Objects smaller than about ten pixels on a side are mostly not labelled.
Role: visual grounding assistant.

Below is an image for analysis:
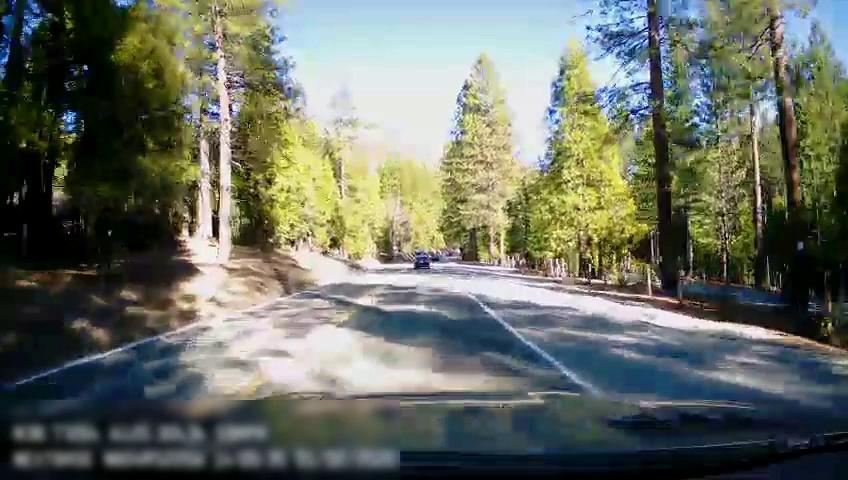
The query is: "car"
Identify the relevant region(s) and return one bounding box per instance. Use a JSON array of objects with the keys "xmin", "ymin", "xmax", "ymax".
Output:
[{"xmin": 414, "ymin": 255, "xmax": 431, "ymax": 270}]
